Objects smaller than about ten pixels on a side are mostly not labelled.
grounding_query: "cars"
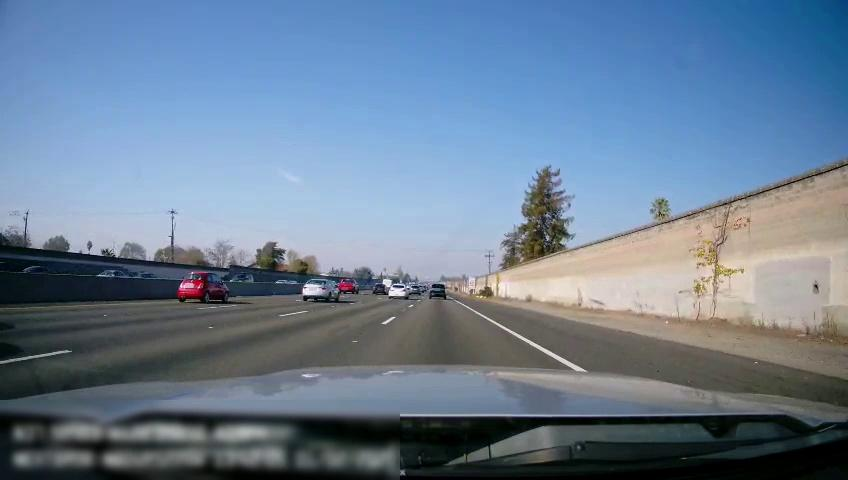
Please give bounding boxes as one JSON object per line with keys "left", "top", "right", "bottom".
{"left": 176, "top": 271, "right": 231, "bottom": 305}
{"left": 302, "top": 279, "right": 340, "bottom": 304}
{"left": 388, "top": 283, "right": 409, "bottom": 300}
{"left": 372, "top": 283, "right": 389, "bottom": 296}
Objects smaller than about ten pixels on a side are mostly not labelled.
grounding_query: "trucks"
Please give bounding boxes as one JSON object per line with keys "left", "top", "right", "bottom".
{"left": 337, "top": 278, "right": 360, "bottom": 295}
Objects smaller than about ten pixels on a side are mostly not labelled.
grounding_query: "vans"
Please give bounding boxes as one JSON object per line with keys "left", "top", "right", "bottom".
{"left": 383, "top": 279, "right": 399, "bottom": 292}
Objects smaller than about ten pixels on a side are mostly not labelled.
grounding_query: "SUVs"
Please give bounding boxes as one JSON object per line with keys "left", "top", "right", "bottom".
{"left": 408, "top": 284, "right": 421, "bottom": 296}
{"left": 229, "top": 273, "right": 255, "bottom": 283}
{"left": 428, "top": 284, "right": 447, "bottom": 300}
